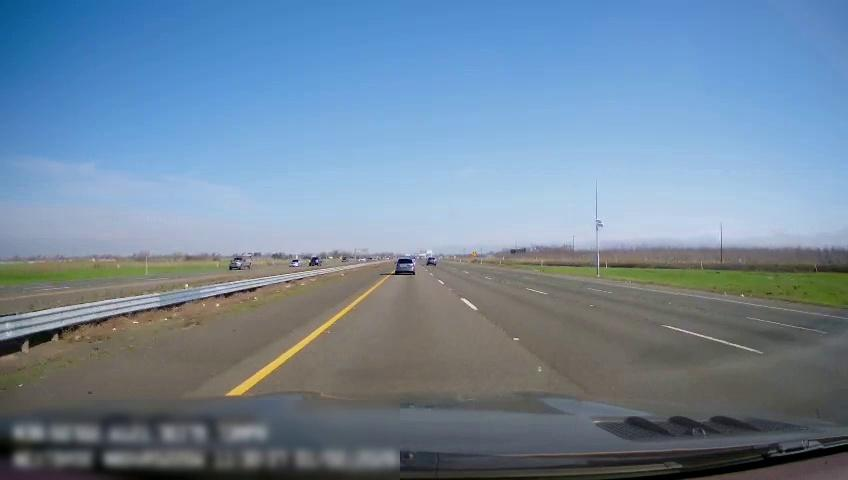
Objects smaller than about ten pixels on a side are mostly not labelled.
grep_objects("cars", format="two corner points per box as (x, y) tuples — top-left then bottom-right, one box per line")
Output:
(288, 259), (302, 268)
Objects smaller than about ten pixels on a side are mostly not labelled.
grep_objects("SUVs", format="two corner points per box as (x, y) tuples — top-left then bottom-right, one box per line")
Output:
(308, 256), (322, 267)
(395, 257), (416, 275)
(426, 257), (437, 266)
(228, 255), (253, 271)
